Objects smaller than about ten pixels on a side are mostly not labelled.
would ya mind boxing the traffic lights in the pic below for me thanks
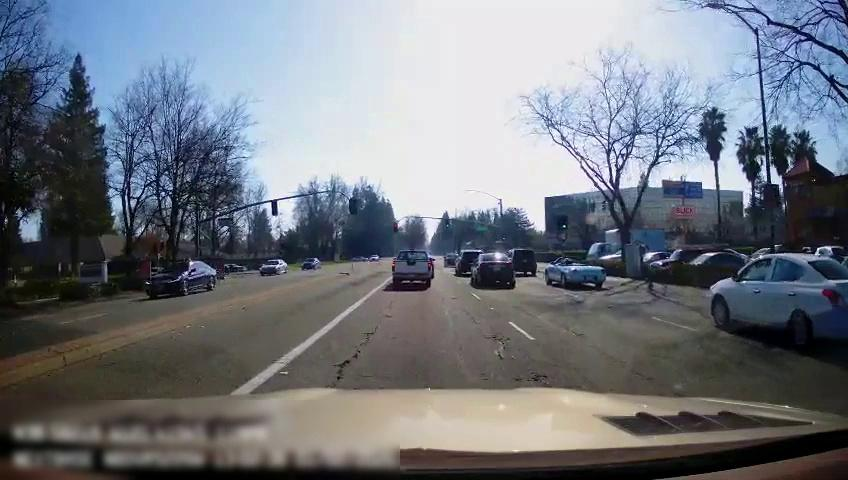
[271,200,278,216]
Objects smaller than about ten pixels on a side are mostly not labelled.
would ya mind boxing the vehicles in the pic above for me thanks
[505,248,537,276]
[455,250,485,276]
[260,259,289,277]
[392,250,432,289]
[145,261,216,298]
[302,257,320,271]
[648,249,717,270]
[751,248,781,261]
[684,252,746,273]
[599,248,648,264]
[815,246,848,270]
[444,252,460,267]
[641,251,673,265]
[545,256,607,289]
[707,254,848,352]
[471,253,516,289]
[589,228,665,263]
